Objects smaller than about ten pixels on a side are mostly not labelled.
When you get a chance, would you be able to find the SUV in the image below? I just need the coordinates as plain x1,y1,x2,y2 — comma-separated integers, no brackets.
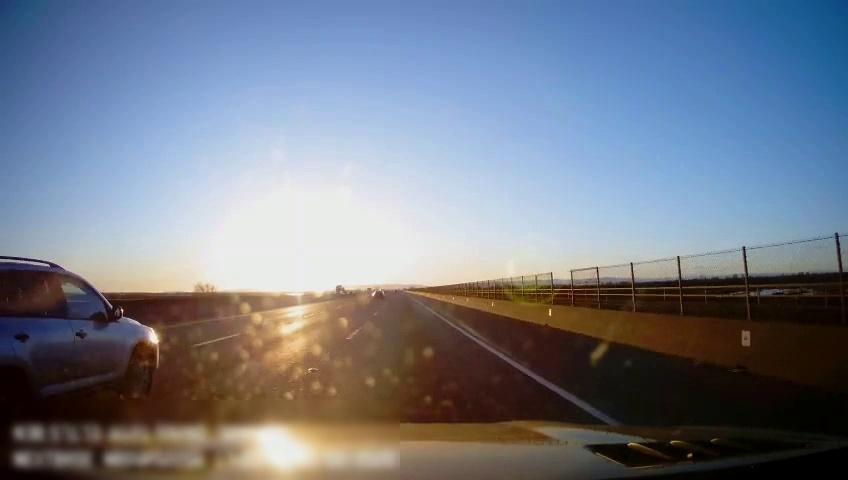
0,256,160,437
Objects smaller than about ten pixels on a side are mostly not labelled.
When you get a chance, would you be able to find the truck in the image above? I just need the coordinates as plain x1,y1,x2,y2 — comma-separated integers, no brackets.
335,285,347,296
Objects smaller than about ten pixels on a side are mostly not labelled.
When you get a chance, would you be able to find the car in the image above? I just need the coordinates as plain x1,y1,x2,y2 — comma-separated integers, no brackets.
371,290,385,301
